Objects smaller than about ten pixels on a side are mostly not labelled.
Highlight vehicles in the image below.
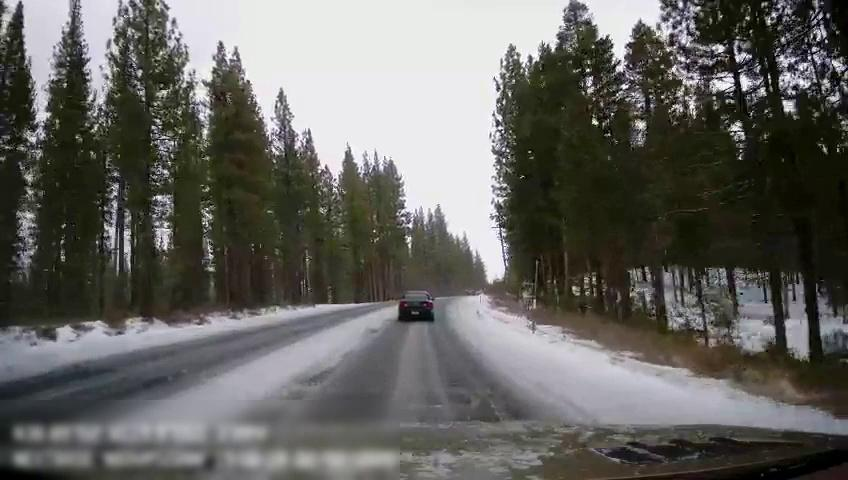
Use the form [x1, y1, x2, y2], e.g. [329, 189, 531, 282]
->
[398, 289, 436, 321]
[463, 286, 476, 296]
